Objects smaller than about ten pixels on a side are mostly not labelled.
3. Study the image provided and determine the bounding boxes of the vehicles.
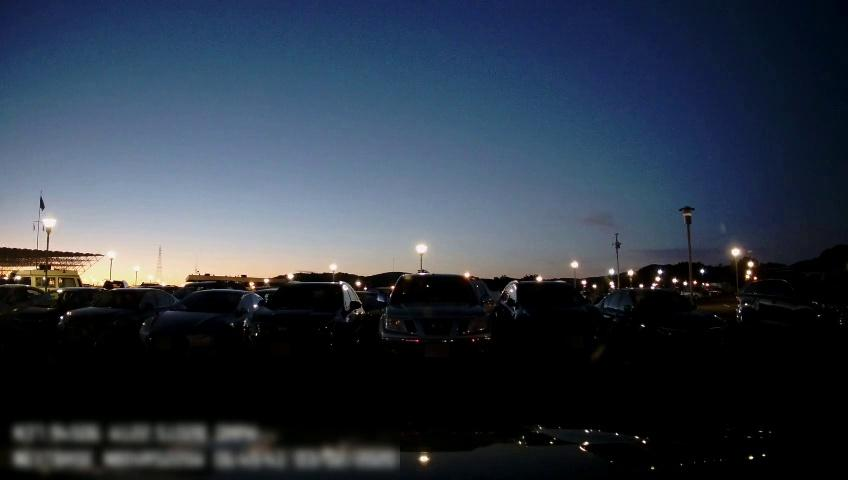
[0,283,47,323]
[240,279,372,373]
[737,276,848,345]
[0,266,82,294]
[491,278,614,366]
[102,279,129,290]
[52,287,179,355]
[137,288,266,365]
[3,288,109,337]
[590,288,738,371]
[373,271,503,381]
